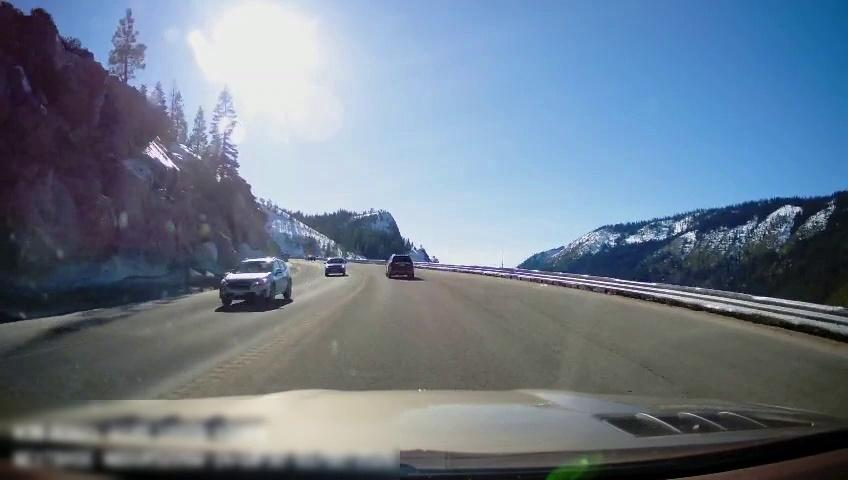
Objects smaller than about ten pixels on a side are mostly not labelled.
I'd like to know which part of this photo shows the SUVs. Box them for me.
[324,256,347,278]
[383,253,414,278]
[219,257,293,312]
